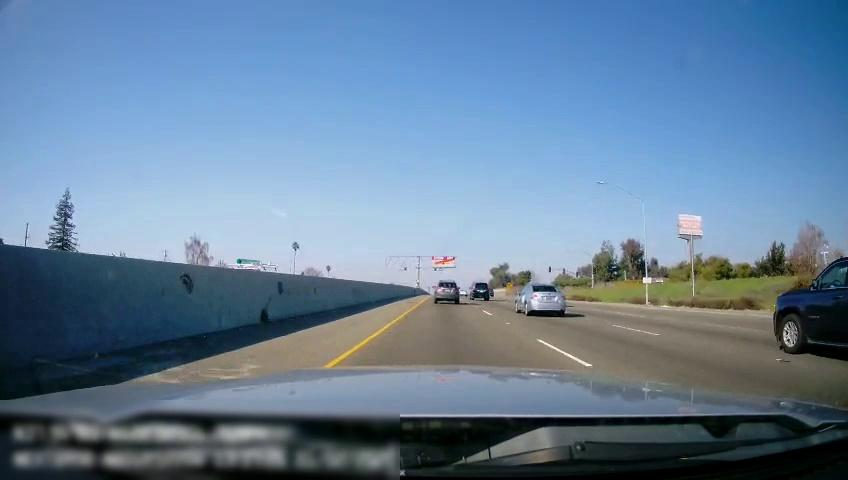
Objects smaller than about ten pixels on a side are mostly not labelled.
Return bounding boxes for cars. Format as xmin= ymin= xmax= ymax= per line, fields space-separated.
xmin=515 ymin=283 xmax=567 ymax=316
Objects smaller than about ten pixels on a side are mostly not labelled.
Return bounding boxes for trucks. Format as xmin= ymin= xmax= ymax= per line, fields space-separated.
xmin=469 ymin=282 xmax=490 ymax=302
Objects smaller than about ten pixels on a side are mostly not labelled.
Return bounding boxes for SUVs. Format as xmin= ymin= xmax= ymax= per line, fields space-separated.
xmin=432 ymin=280 xmax=461 ymax=305
xmin=772 ymin=257 xmax=848 ymax=355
